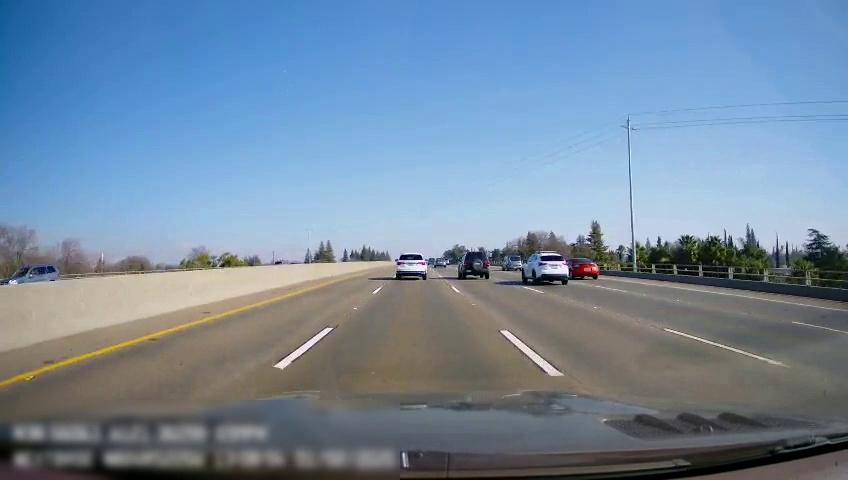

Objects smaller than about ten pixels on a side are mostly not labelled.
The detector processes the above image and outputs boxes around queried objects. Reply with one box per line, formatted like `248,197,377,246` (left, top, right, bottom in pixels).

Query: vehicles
456,251,492,281
565,257,601,281
432,257,447,268
394,253,427,280
500,254,523,272
520,252,570,287
0,264,61,286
